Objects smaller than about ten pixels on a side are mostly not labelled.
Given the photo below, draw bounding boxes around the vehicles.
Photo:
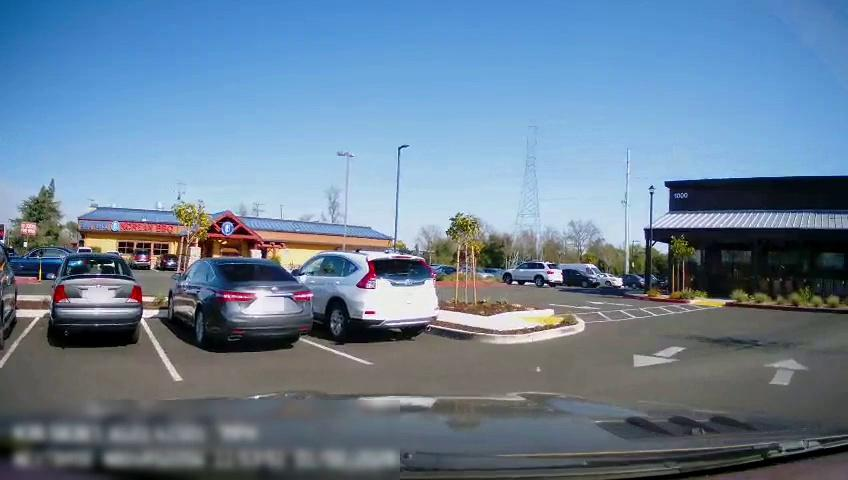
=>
[290,250,441,339]
[560,263,604,274]
[49,254,144,344]
[165,256,313,351]
[618,275,641,288]
[563,268,599,286]
[77,247,92,255]
[8,246,74,277]
[0,243,19,350]
[624,272,664,289]
[128,252,152,270]
[503,261,564,288]
[592,273,623,287]
[156,254,177,271]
